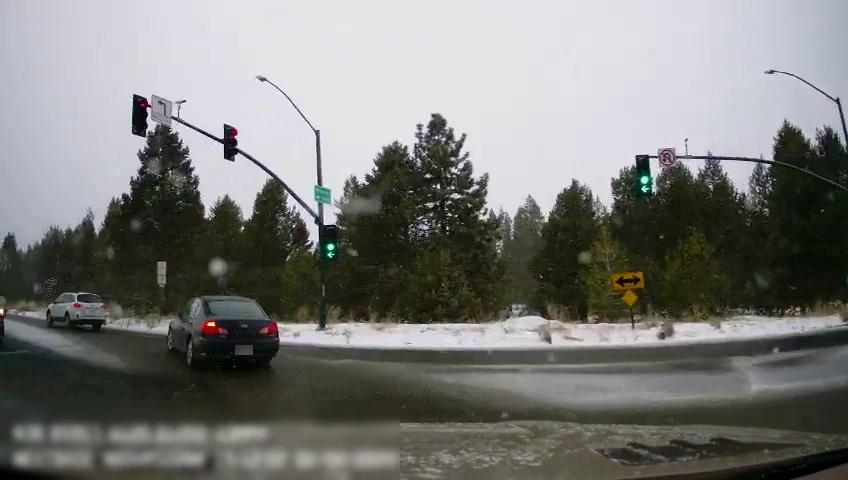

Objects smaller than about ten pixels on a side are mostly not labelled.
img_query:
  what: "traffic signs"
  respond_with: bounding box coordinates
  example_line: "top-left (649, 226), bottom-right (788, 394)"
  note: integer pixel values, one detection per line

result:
top-left (314, 185), bottom-right (332, 205)
top-left (610, 272), bottom-right (645, 289)
top-left (658, 147), bottom-right (677, 167)
top-left (157, 261), bottom-right (167, 275)
top-left (622, 290), bottom-right (638, 306)
top-left (151, 94), bottom-right (173, 128)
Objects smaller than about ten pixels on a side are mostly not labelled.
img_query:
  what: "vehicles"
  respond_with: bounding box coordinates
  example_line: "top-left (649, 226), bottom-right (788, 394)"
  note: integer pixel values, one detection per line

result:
top-left (45, 292), bottom-right (106, 331)
top-left (0, 304), bottom-right (6, 335)
top-left (168, 296), bottom-right (280, 372)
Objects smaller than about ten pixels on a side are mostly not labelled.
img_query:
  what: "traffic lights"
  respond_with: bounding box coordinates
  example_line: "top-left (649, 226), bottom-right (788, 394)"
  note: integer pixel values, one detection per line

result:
top-left (222, 123), bottom-right (238, 163)
top-left (636, 154), bottom-right (652, 195)
top-left (324, 224), bottom-right (338, 261)
top-left (131, 94), bottom-right (149, 137)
